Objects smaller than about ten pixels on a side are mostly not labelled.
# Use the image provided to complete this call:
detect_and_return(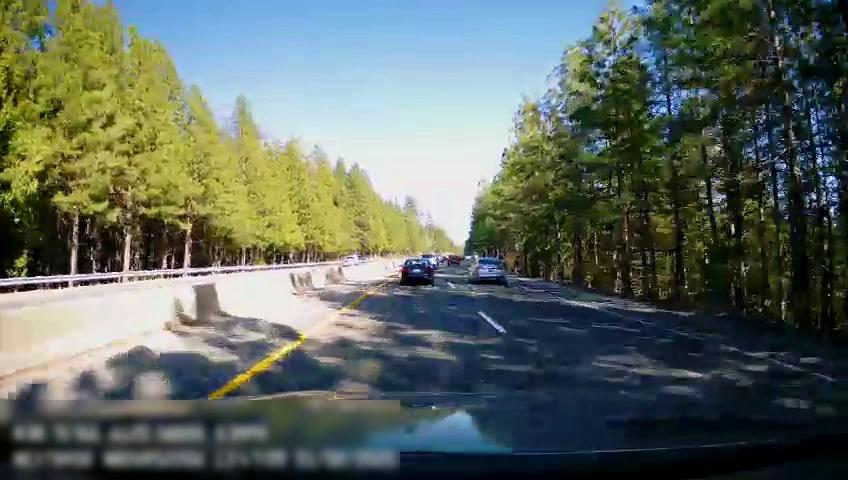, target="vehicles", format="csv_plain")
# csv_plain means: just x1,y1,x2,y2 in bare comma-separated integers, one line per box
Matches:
470,257,506,285
400,257,433,285
344,255,357,264
447,255,461,267
420,254,438,267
